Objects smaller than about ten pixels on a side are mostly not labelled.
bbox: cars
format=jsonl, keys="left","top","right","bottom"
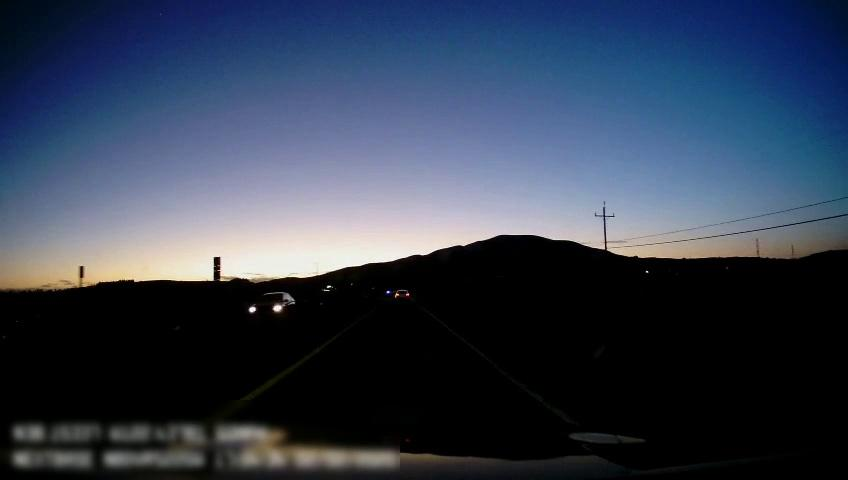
{"left": 247, "top": 291, "right": 296, "bottom": 316}
{"left": 394, "top": 289, "right": 410, "bottom": 303}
